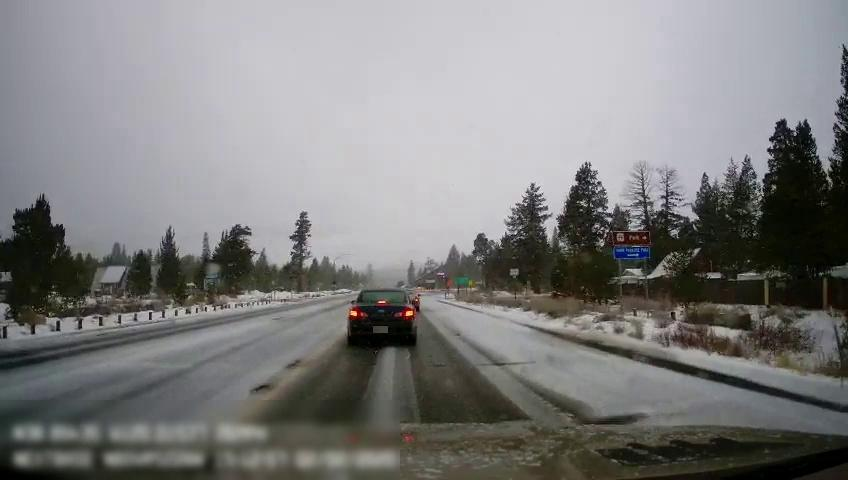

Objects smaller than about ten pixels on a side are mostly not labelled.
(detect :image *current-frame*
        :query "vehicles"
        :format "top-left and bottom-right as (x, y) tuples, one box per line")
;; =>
(405, 289), (421, 311)
(347, 289), (417, 346)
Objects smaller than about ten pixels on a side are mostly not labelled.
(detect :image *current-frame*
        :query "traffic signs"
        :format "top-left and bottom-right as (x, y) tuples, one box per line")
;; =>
(613, 231), (651, 246)
(455, 277), (469, 285)
(613, 247), (650, 260)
